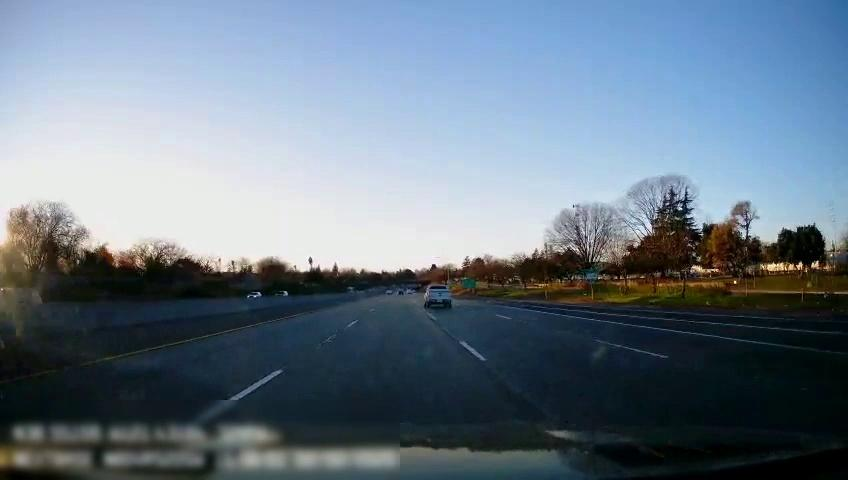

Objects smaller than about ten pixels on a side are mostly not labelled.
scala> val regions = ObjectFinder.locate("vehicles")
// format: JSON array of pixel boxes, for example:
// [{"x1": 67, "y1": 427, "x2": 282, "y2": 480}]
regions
[
  {"x1": 424, "y1": 284, "x2": 453, "y2": 309},
  {"x1": 246, "y1": 291, "x2": 262, "y2": 298},
  {"x1": 275, "y1": 290, "x2": 289, "y2": 296}
]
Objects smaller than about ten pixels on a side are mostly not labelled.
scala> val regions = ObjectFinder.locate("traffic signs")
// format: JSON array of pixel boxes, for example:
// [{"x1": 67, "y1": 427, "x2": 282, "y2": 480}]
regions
[{"x1": 462, "y1": 278, "x2": 476, "y2": 289}]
